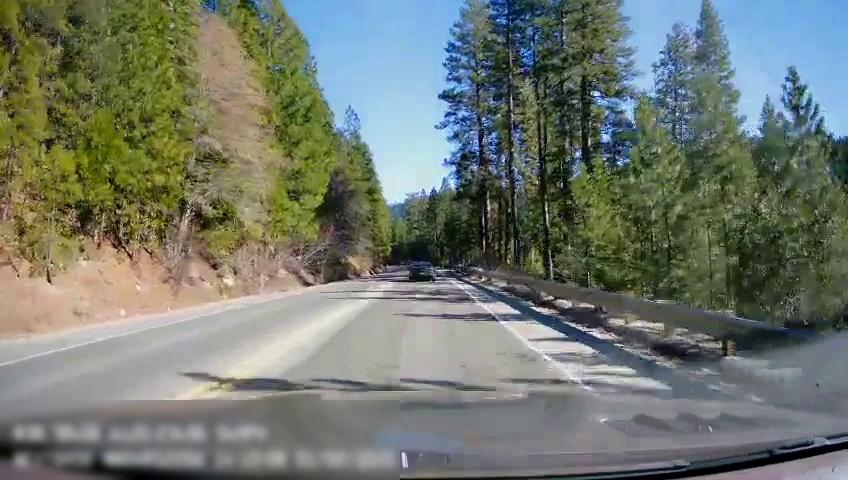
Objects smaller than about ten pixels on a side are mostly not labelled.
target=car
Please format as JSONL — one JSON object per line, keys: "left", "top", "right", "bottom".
{"left": 408, "top": 261, "right": 435, "bottom": 281}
